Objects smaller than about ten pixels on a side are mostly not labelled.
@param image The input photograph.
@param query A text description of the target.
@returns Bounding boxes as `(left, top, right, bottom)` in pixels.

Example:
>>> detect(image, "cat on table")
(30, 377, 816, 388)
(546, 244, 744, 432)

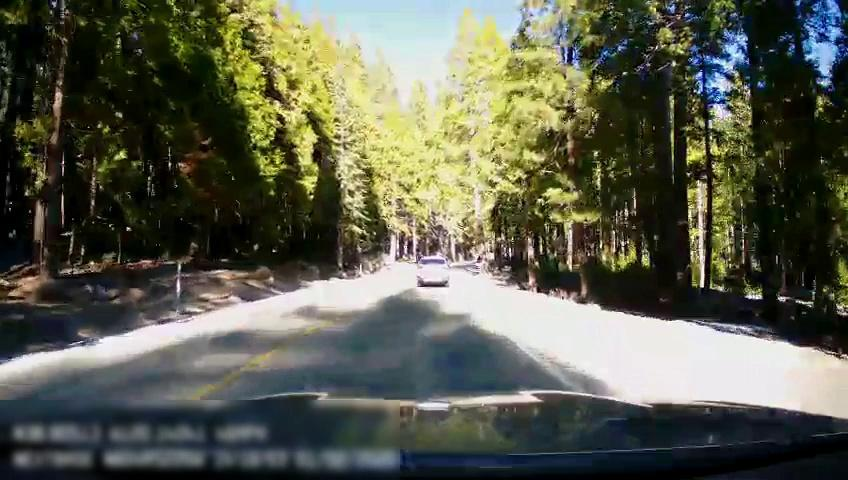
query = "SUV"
(416, 255, 450, 288)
